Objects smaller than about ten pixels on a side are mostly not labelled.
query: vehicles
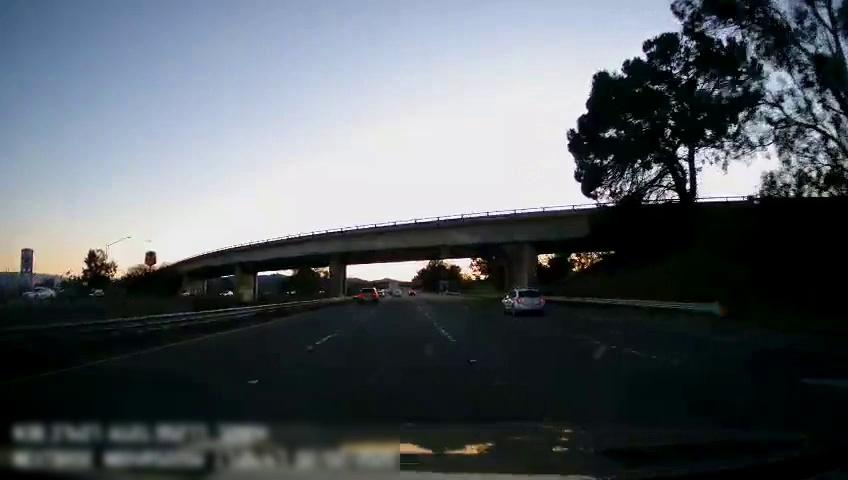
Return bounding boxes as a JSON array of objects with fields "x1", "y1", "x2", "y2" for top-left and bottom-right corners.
[
  {"x1": 389, "y1": 280, "x2": 398, "y2": 296},
  {"x1": 286, "y1": 288, "x2": 297, "y2": 296},
  {"x1": 219, "y1": 290, "x2": 233, "y2": 298},
  {"x1": 177, "y1": 291, "x2": 189, "y2": 297},
  {"x1": 359, "y1": 288, "x2": 378, "y2": 304},
  {"x1": 87, "y1": 290, "x2": 105, "y2": 298},
  {"x1": 501, "y1": 289, "x2": 545, "y2": 318},
  {"x1": 23, "y1": 287, "x2": 56, "y2": 301}
]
